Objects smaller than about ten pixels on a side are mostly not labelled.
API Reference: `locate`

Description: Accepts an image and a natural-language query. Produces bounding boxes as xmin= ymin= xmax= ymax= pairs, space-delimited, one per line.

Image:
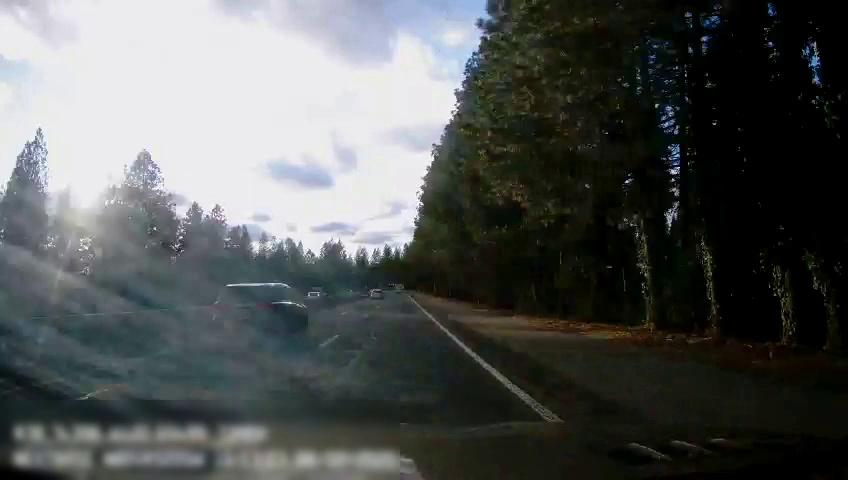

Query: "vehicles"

xmin=368 ymin=287 xmax=383 ymax=299
xmin=215 ymin=283 xmax=309 ymax=339
xmin=306 ymin=289 xmax=324 ymax=300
